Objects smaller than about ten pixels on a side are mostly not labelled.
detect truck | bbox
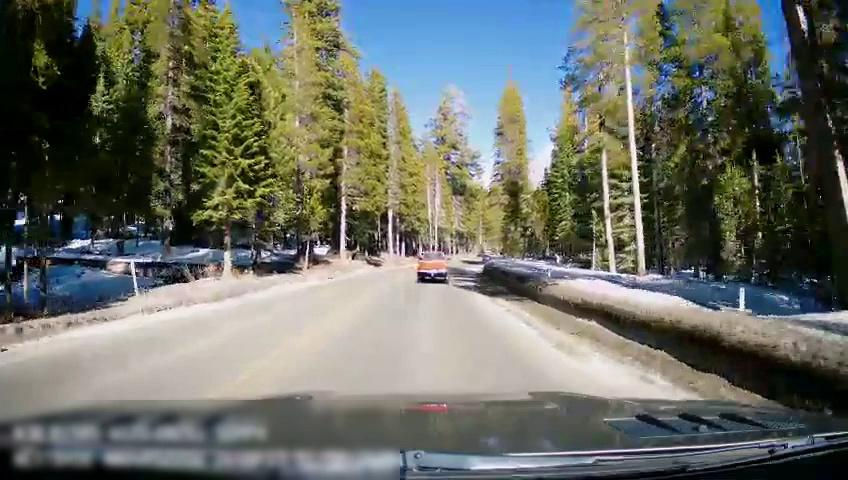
[416,252,450,281]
